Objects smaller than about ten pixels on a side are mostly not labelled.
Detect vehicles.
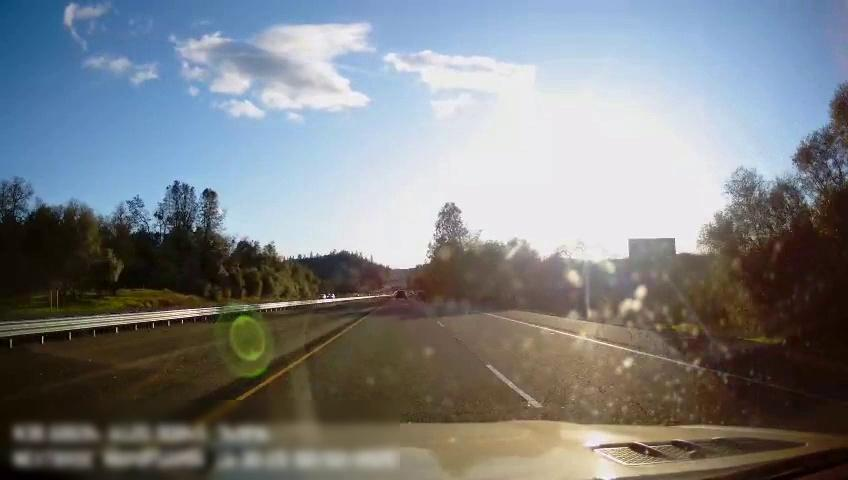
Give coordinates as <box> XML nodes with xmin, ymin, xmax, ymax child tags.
<box><xmin>415</xmin><ymin>290</ymin><xmax>428</xmax><ymax>301</ymax></box>
<box><xmin>395</xmin><ymin>290</ymin><xmax>408</xmax><ymax>301</ymax></box>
